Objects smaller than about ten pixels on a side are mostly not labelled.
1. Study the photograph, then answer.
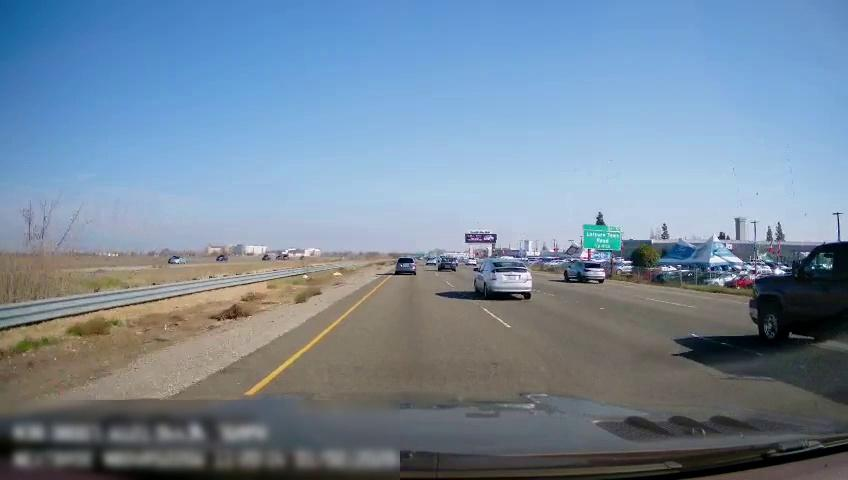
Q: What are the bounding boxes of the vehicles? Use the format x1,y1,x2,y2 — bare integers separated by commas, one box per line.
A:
748,240,848,346
167,255,186,265
394,257,417,275
215,254,229,262
425,256,437,266
563,260,605,284
464,257,477,267
437,256,457,272
473,257,533,300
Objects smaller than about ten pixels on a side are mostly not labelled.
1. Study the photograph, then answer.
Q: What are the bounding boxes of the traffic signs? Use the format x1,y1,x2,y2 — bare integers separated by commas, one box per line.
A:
582,224,622,251
595,252,611,261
